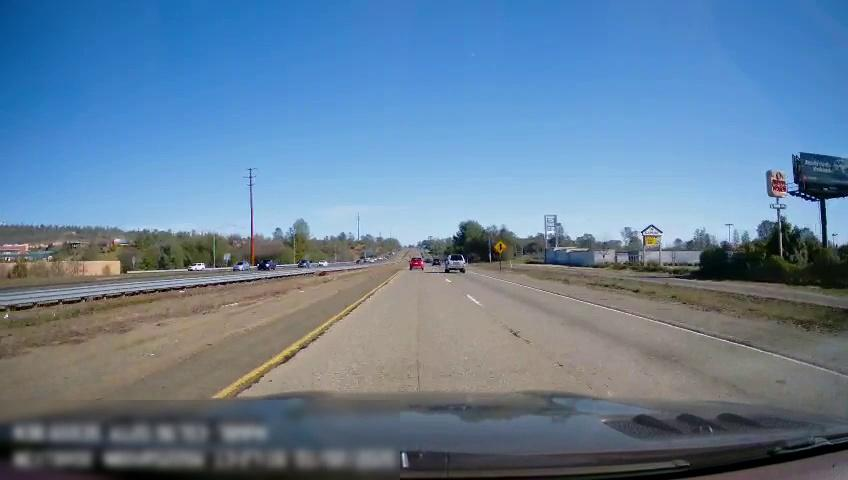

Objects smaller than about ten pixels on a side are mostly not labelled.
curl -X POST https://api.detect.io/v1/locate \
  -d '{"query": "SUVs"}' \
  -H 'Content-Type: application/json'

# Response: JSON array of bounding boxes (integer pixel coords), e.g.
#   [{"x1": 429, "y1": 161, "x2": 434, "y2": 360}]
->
[
  {"x1": 443, "y1": 253, "x2": 466, "y2": 274},
  {"x1": 298, "y1": 259, "x2": 312, "y2": 269},
  {"x1": 187, "y1": 263, "x2": 205, "y2": 272},
  {"x1": 408, "y1": 255, "x2": 425, "y2": 270}
]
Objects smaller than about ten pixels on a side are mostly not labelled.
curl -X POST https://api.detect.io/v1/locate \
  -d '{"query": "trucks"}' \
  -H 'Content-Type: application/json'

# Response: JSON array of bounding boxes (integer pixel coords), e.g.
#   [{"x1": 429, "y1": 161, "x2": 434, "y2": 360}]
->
[{"x1": 256, "y1": 259, "x2": 277, "y2": 272}]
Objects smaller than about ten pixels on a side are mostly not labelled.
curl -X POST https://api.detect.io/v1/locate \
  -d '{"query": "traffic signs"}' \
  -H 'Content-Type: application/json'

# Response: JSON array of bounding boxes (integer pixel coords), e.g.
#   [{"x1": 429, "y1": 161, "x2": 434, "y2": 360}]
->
[{"x1": 494, "y1": 240, "x2": 507, "y2": 254}]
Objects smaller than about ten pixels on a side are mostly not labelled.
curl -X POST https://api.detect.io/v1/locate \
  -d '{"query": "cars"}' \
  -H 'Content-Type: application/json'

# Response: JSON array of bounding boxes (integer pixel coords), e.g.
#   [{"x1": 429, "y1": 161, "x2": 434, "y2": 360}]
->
[
  {"x1": 233, "y1": 260, "x2": 249, "y2": 271},
  {"x1": 317, "y1": 260, "x2": 329, "y2": 267}
]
